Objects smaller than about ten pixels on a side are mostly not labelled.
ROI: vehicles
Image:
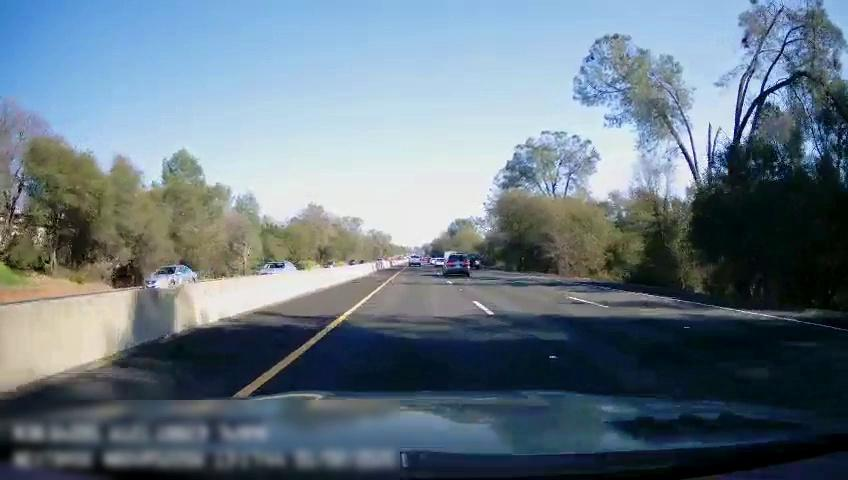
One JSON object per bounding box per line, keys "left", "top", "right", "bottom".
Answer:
{"left": 257, "top": 260, "right": 297, "bottom": 277}
{"left": 443, "top": 250, "right": 465, "bottom": 267}
{"left": 463, "top": 256, "right": 480, "bottom": 271}
{"left": 408, "top": 254, "right": 422, "bottom": 268}
{"left": 442, "top": 255, "right": 470, "bottom": 278}
{"left": 144, "top": 265, "right": 198, "bottom": 290}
